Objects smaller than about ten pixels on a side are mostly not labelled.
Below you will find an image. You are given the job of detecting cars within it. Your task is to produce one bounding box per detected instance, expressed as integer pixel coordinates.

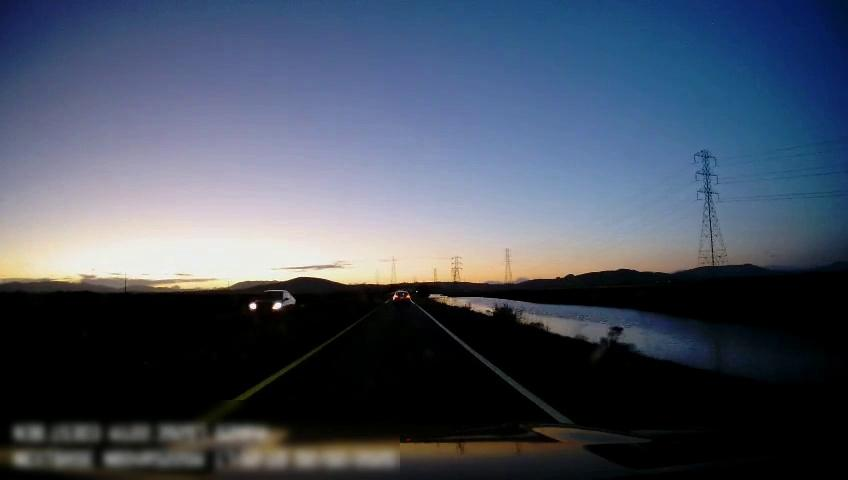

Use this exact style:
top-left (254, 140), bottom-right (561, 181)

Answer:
top-left (246, 289), bottom-right (296, 319)
top-left (393, 290), bottom-right (411, 304)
